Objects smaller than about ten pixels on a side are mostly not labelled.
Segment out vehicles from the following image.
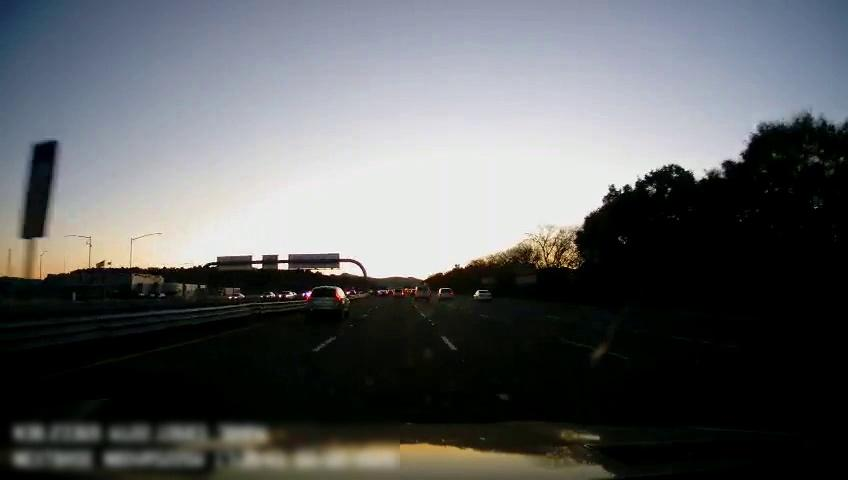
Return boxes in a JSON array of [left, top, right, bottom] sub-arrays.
[[227, 292, 246, 300], [414, 285, 432, 301], [306, 285, 351, 316], [437, 287, 454, 302], [260, 291, 276, 299], [277, 290, 294, 300], [392, 289, 405, 299], [473, 289, 491, 302]]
